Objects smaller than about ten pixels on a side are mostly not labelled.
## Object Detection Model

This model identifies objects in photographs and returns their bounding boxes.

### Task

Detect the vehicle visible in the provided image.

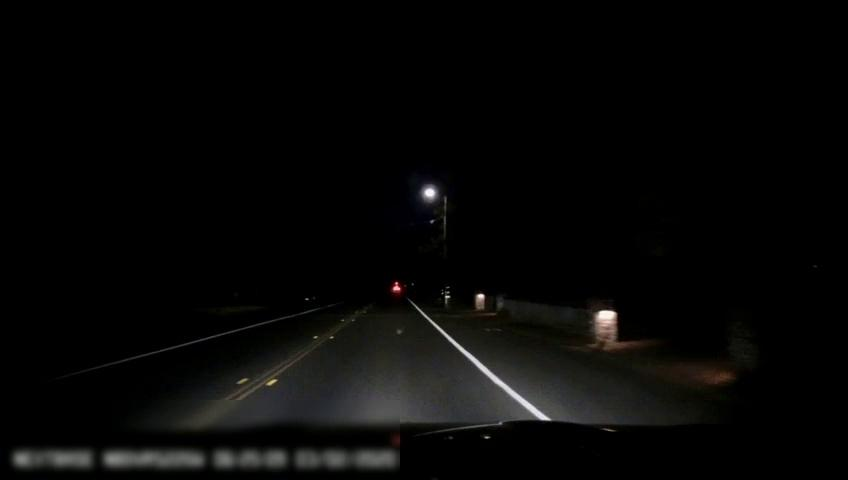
[302,292,319,304]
